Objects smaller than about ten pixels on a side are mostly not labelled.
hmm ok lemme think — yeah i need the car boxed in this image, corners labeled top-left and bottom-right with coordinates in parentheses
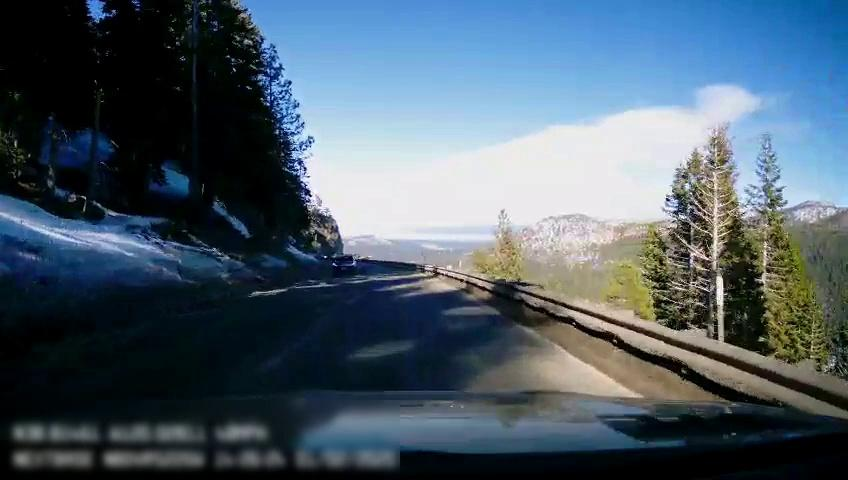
top-left (330, 256), bottom-right (360, 275)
